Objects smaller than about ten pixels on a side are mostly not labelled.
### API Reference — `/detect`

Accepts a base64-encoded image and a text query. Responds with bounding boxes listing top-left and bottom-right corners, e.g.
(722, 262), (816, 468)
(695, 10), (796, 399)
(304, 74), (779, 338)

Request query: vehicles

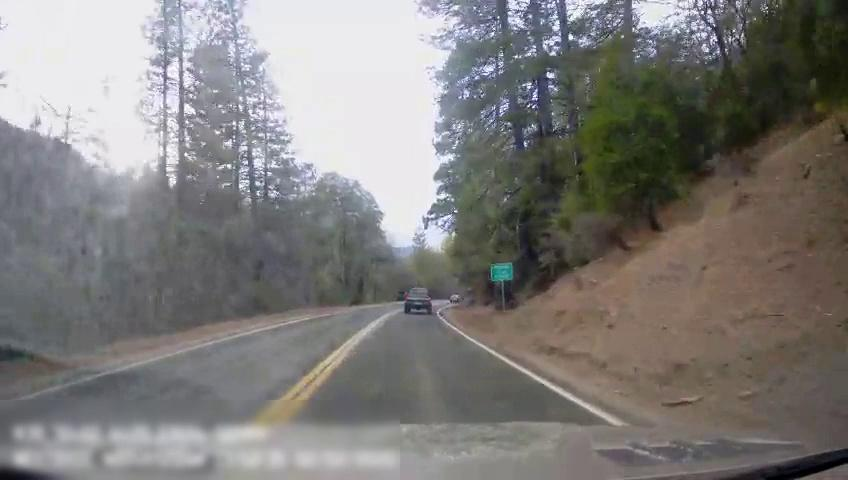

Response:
(449, 294), (461, 304)
(404, 288), (433, 315)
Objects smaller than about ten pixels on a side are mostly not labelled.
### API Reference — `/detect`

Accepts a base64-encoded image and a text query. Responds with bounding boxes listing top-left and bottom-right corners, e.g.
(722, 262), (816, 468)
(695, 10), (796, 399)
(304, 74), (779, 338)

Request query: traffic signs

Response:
(490, 262), (515, 283)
